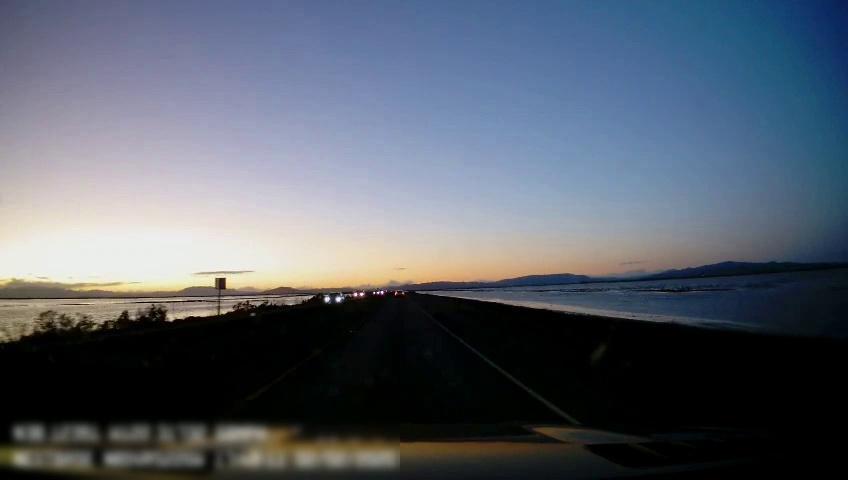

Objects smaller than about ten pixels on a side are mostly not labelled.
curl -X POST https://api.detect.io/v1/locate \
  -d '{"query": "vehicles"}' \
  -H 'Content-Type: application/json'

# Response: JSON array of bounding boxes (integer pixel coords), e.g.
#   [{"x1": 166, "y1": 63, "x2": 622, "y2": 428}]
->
[
  {"x1": 394, "y1": 290, "x2": 405, "y2": 298},
  {"x1": 352, "y1": 290, "x2": 366, "y2": 300},
  {"x1": 322, "y1": 291, "x2": 346, "y2": 305}
]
